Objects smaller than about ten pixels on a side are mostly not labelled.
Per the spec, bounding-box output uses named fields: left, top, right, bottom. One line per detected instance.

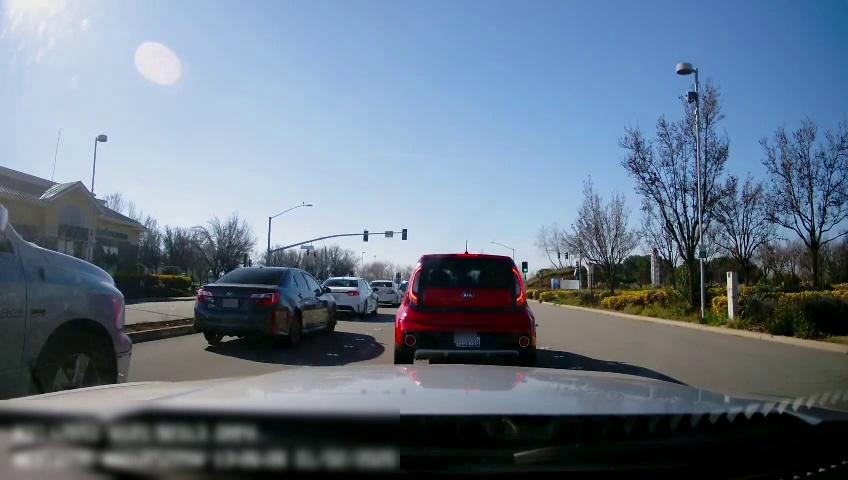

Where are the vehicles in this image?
left=0, top=212, right=133, bottom=401
left=393, top=252, right=536, bottom=368
left=322, top=277, right=379, bottom=320
left=192, top=266, right=338, bottom=351
left=396, top=282, right=410, bottom=294
left=370, top=280, right=405, bottom=309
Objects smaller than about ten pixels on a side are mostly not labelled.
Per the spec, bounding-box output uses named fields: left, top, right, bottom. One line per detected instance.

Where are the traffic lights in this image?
left=402, top=229, right=408, bottom=241
left=363, top=231, right=369, bottom=242
left=521, top=261, right=528, bottom=273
